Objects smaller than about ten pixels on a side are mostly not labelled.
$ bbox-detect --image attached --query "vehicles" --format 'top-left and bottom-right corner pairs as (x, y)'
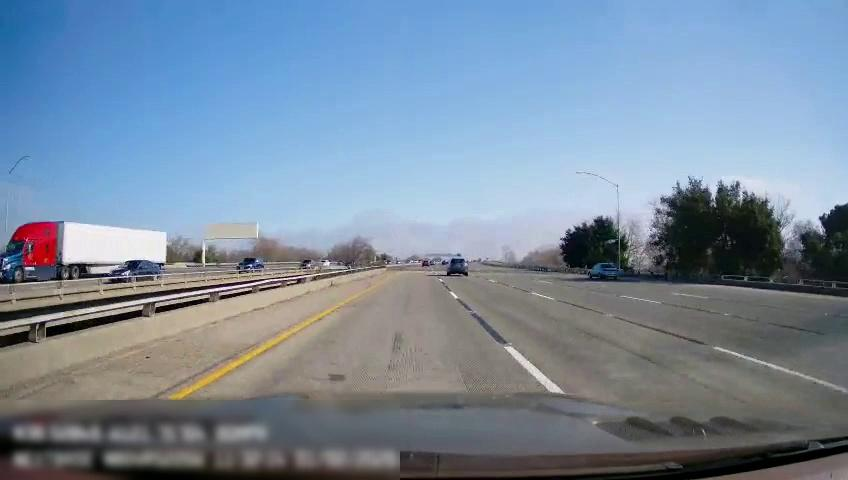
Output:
(588, 262), (622, 281)
(298, 258), (318, 270)
(447, 258), (468, 276)
(236, 257), (265, 274)
(110, 258), (161, 284)
(0, 221), (167, 283)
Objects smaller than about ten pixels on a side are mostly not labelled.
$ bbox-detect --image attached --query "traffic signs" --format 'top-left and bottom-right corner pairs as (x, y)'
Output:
(202, 223), (259, 240)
